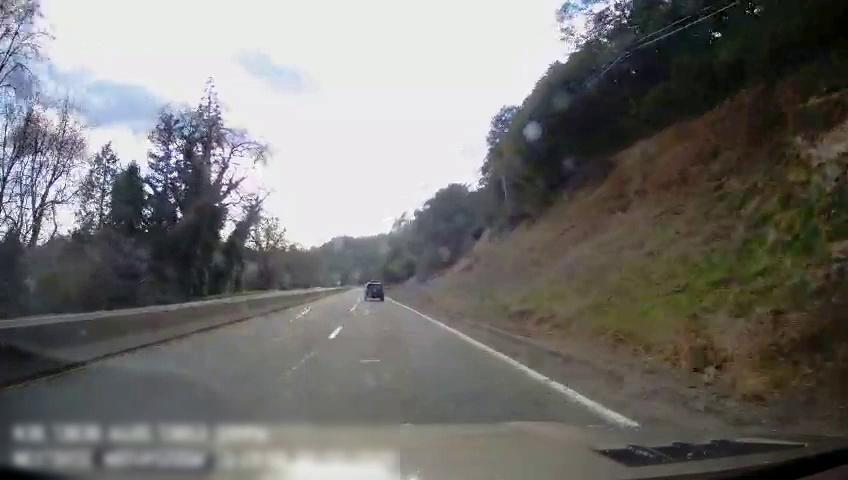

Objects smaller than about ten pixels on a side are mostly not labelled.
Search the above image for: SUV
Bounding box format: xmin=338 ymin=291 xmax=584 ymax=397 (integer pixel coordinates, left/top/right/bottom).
xmin=364 ymin=279 xmax=385 ymax=302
